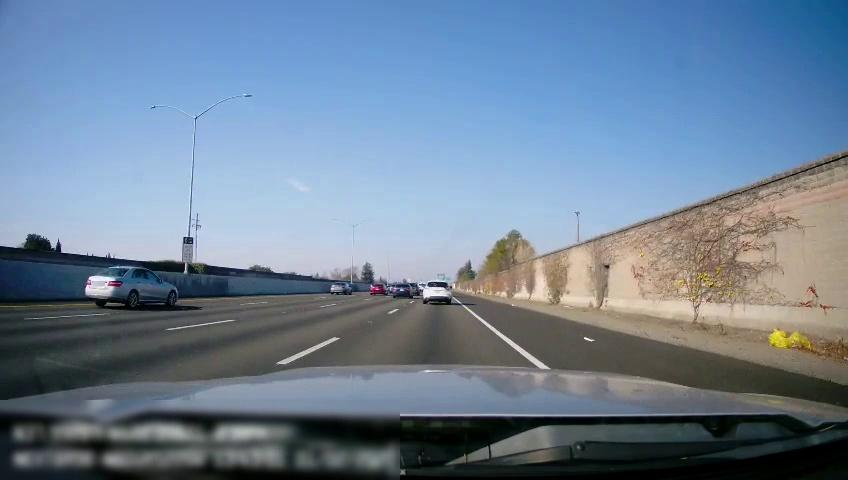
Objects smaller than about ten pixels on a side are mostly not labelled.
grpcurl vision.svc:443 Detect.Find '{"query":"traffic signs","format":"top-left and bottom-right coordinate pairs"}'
top-left (183, 236), bottom-right (194, 262)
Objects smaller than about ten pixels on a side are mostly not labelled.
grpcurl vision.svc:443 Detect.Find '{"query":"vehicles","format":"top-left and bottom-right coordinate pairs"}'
top-left (370, 283), bottom-right (389, 295)
top-left (330, 282), bottom-right (353, 295)
top-left (422, 280), bottom-right (453, 304)
top-left (408, 283), bottom-right (420, 296)
top-left (392, 283), bottom-right (415, 299)
top-left (85, 267), bottom-right (179, 311)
